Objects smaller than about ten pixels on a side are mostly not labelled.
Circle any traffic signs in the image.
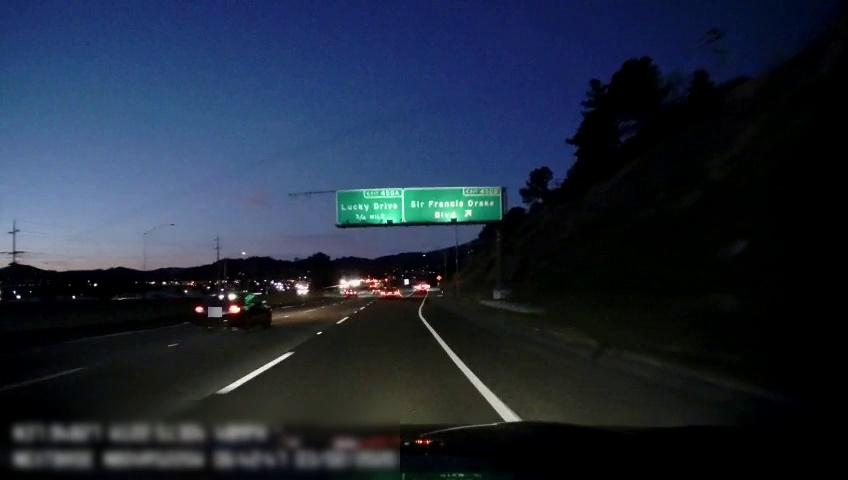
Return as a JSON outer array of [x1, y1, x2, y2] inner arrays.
[[335, 188, 501, 223]]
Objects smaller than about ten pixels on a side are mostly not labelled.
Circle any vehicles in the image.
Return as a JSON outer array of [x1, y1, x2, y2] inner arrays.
[[379, 273, 401, 298], [193, 290, 273, 338], [345, 287, 359, 299]]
